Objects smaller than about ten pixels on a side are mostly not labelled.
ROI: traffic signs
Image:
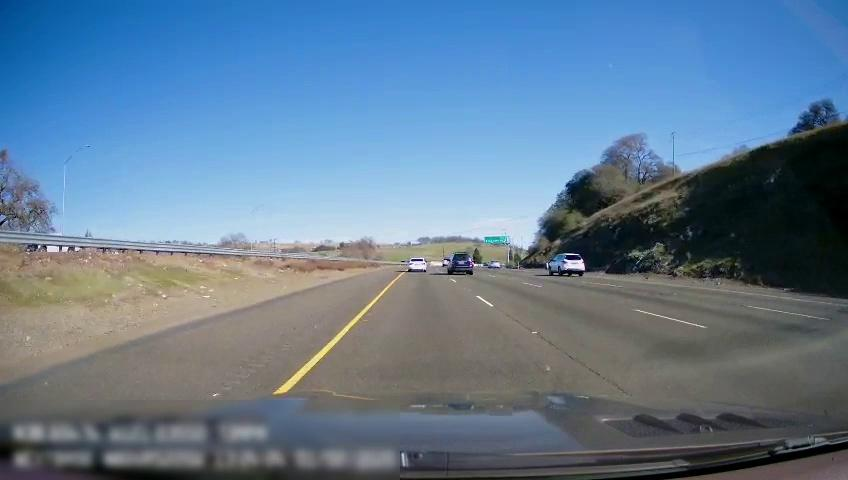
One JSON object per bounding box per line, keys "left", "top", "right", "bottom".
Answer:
{"left": 483, "top": 236, "right": 510, "bottom": 245}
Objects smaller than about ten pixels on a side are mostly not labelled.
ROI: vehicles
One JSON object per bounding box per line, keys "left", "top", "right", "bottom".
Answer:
{"left": 441, "top": 259, "right": 453, "bottom": 268}
{"left": 23, "top": 232, "right": 83, "bottom": 257}
{"left": 545, "top": 253, "right": 585, "bottom": 277}
{"left": 488, "top": 261, "right": 501, "bottom": 270}
{"left": 447, "top": 253, "right": 474, "bottom": 276}
{"left": 406, "top": 257, "right": 427, "bottom": 273}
